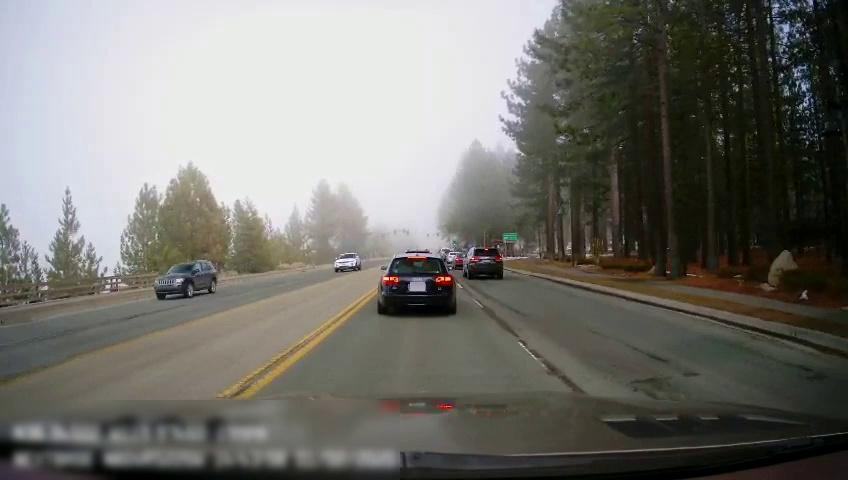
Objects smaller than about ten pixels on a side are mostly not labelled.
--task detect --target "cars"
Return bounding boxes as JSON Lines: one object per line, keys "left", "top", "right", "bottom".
{"left": 378, "top": 256, "right": 457, "bottom": 315}
{"left": 454, "top": 258, "right": 465, "bottom": 269}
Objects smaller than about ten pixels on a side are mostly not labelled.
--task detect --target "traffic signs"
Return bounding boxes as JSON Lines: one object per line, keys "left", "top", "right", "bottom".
{"left": 502, "top": 231, "right": 518, "bottom": 242}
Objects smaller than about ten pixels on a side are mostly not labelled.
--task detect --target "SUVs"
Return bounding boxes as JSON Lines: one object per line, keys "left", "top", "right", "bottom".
{"left": 155, "top": 261, "right": 218, "bottom": 300}
{"left": 334, "top": 253, "right": 361, "bottom": 272}
{"left": 462, "top": 249, "right": 503, "bottom": 281}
